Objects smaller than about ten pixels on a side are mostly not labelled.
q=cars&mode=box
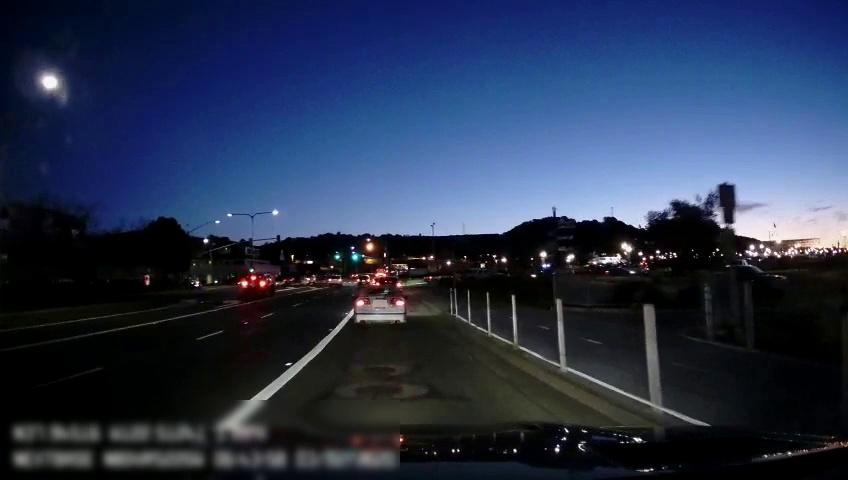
[352,282,407,329]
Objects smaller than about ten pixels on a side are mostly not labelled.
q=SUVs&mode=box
[372,276,402,289]
[239,272,275,299]
[327,274,343,289]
